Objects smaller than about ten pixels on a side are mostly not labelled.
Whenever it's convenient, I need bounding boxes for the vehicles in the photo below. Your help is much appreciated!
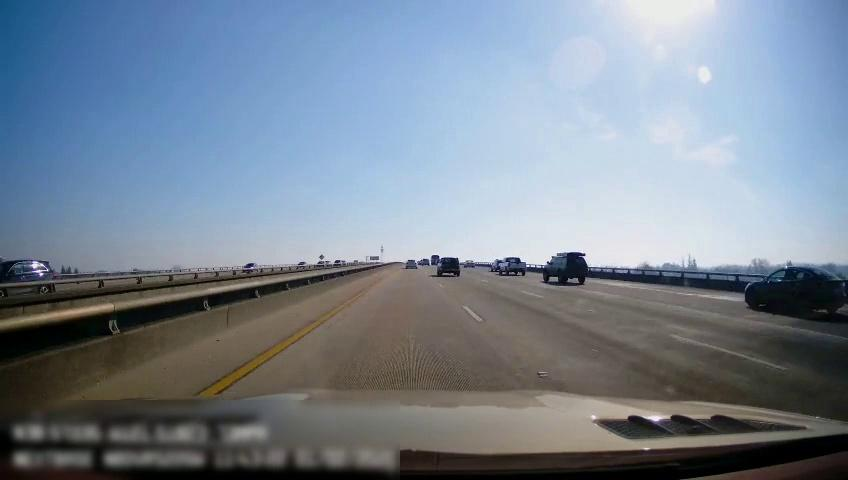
[296,261,308,268]
[0,259,57,299]
[490,259,504,272]
[321,261,333,267]
[744,265,848,317]
[316,261,325,267]
[437,257,460,276]
[405,259,417,268]
[463,259,475,268]
[542,252,588,286]
[242,263,260,273]
[334,259,346,266]
[498,256,527,276]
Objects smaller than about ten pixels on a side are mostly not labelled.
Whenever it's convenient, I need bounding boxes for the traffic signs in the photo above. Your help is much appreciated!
[368,255,380,261]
